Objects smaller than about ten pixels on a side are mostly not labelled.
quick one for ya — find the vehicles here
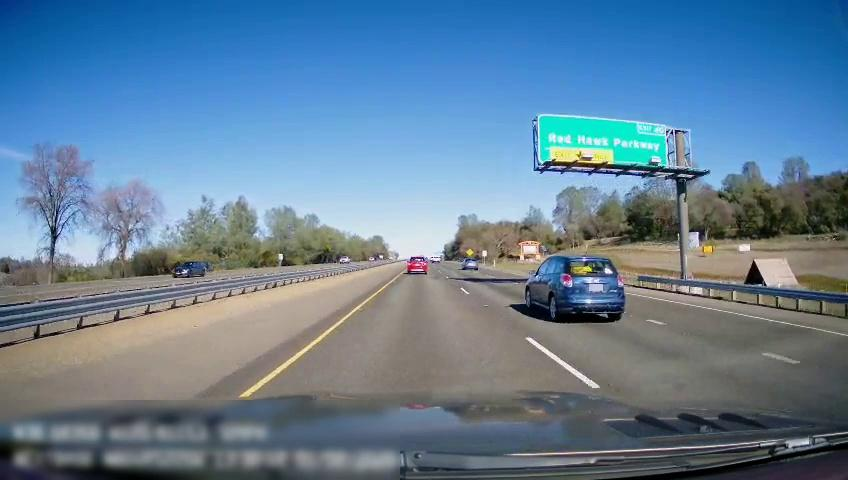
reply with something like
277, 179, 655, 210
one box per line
407, 256, 429, 274
339, 255, 353, 264
460, 258, 479, 271
524, 256, 626, 322
171, 261, 208, 279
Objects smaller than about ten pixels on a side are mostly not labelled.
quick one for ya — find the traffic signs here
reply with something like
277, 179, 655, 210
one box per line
536, 112, 669, 168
